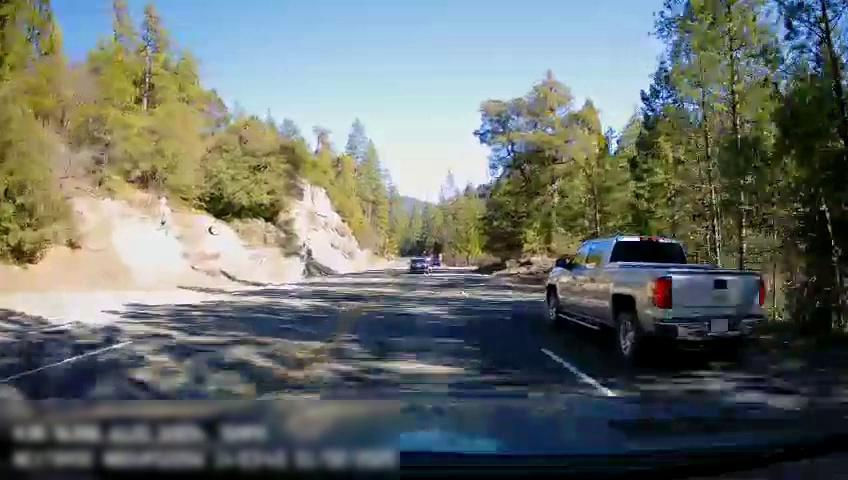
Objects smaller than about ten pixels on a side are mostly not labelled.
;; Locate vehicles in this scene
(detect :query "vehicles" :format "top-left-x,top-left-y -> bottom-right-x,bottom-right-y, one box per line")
543,235 -> 767,365
430,256 -> 442,266
408,257 -> 428,274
